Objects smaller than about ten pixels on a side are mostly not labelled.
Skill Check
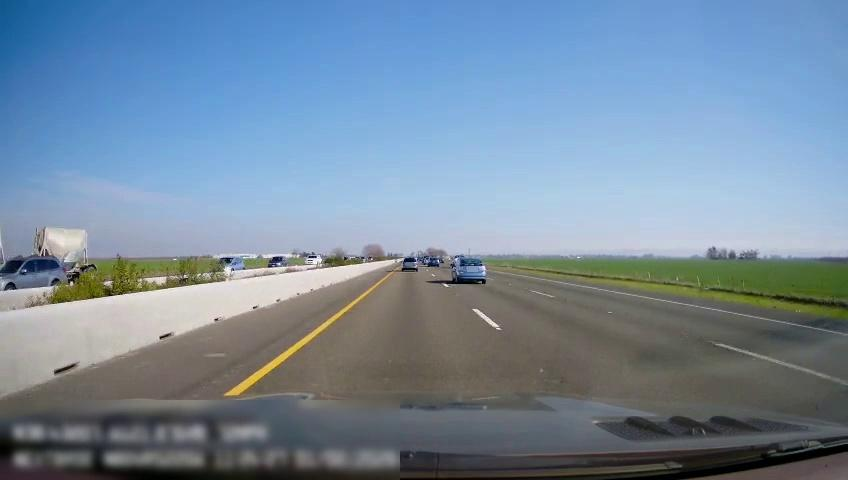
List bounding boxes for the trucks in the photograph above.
[0,225,97,283]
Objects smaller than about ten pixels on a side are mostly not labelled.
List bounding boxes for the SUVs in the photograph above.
[268,256,290,268]
[303,254,324,265]
[217,256,246,271]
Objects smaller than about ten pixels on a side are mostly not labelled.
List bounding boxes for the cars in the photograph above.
[401,257,419,272]
[450,256,487,285]
[427,256,441,268]
[0,255,68,292]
